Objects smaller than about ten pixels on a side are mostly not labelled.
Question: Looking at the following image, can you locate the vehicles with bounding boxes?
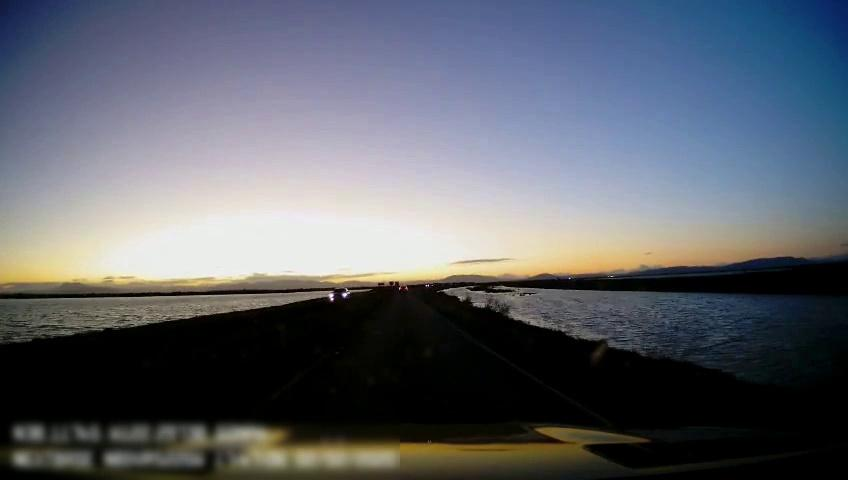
[398,284,409,293]
[328,287,351,303]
